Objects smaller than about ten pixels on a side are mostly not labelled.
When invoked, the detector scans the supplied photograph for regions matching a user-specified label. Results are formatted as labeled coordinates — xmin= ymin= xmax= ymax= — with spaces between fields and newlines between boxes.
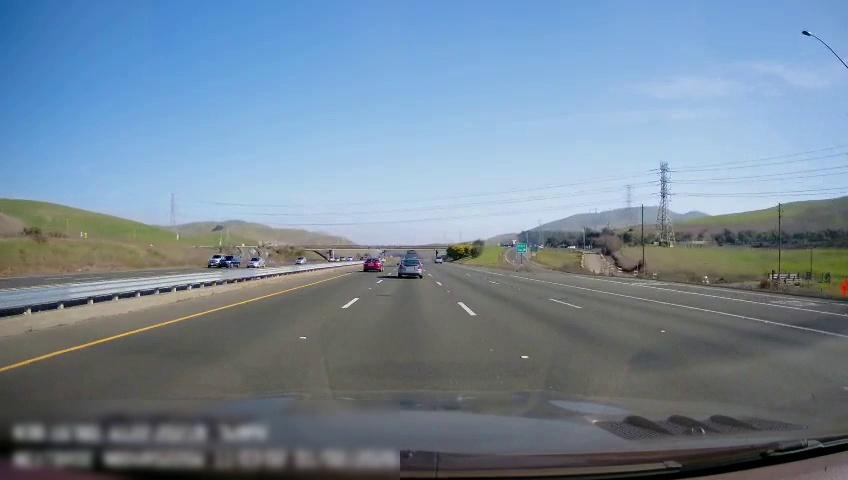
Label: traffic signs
xmin=516 ymin=243 xmax=527 ymax=253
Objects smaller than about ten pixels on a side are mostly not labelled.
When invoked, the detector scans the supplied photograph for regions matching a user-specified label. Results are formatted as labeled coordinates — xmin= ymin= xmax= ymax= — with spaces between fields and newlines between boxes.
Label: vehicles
xmin=406 ymin=249 xmax=416 ymax=255
xmin=207 ymin=253 xmax=224 ymax=268
xmin=246 ymin=256 xmax=266 ymax=269
xmin=396 ymin=256 xmax=424 ymax=279
xmin=218 ymin=255 xmax=241 ymax=269
xmin=363 ymin=257 xmax=384 ymax=273
xmin=295 ymin=256 xmax=307 ymax=265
